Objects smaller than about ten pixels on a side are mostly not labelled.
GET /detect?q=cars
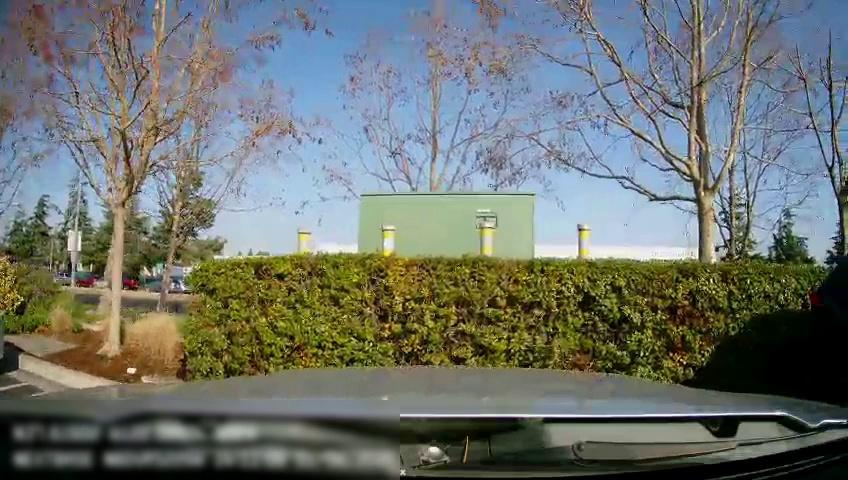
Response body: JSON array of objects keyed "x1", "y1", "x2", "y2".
[
  {"x1": 75, "y1": 277, "x2": 97, "y2": 288},
  {"x1": 122, "y1": 278, "x2": 141, "y2": 291},
  {"x1": 150, "y1": 278, "x2": 182, "y2": 293}
]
